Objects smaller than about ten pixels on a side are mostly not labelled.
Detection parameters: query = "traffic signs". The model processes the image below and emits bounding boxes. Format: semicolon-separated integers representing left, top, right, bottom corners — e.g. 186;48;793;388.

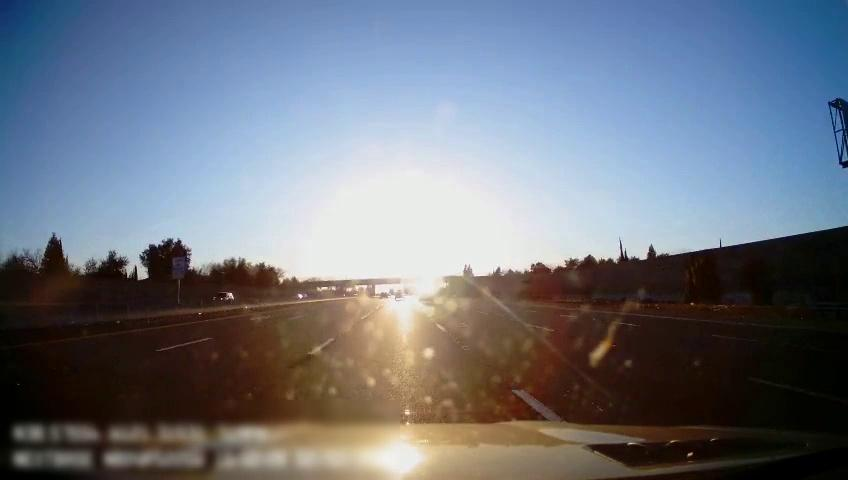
172;257;185;279
838;97;848;132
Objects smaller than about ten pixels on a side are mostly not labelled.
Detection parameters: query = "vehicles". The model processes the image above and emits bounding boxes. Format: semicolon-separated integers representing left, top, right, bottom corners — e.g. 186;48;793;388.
379;291;389;300
418;296;434;304
212;291;236;301
394;291;403;301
